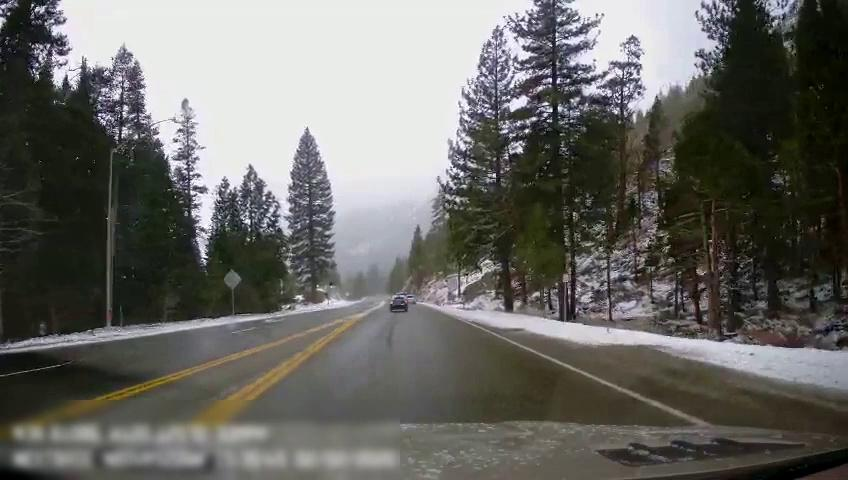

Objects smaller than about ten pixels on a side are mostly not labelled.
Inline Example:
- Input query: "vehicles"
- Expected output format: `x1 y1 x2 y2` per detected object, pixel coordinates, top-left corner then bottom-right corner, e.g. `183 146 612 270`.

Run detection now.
389 294 409 313
404 294 417 305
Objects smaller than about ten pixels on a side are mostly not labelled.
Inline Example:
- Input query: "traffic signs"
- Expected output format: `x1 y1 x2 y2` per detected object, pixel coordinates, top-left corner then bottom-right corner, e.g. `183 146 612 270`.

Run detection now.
449 278 458 290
